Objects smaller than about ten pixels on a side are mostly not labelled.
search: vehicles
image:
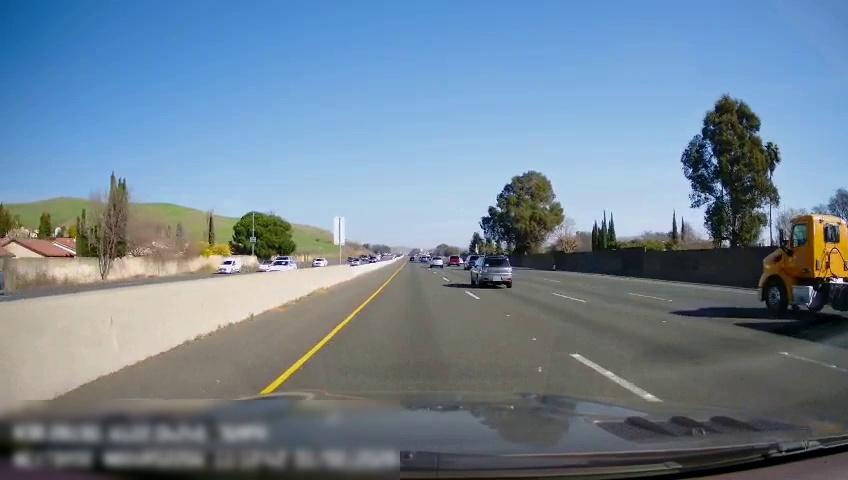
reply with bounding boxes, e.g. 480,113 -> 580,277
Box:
268,260 -> 297,272
275,255 -> 297,263
429,256 -> 444,268
759,213 -> 848,314
218,260 -> 237,273
259,260 -> 274,272
464,255 -> 480,270
448,256 -> 461,267
312,257 -> 328,267
471,256 -> 513,288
